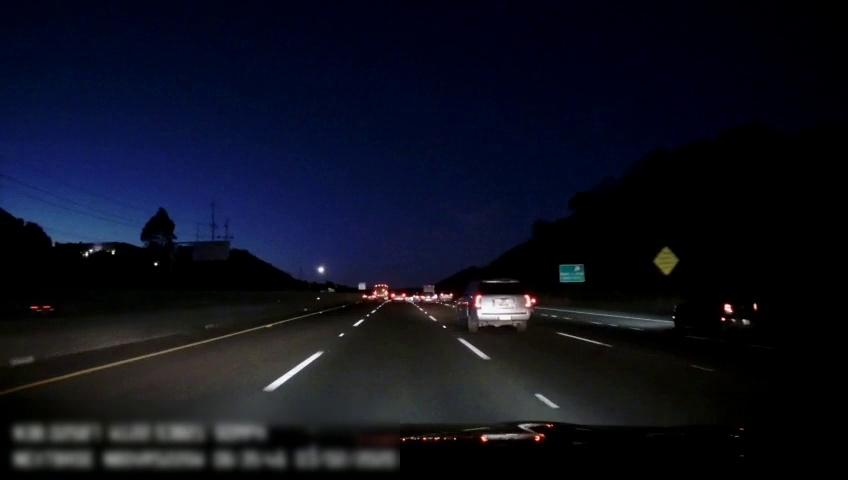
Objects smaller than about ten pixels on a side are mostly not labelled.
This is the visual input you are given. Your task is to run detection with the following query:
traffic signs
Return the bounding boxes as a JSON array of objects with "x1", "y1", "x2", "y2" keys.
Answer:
[
  {"x1": 558, "y1": 263, "x2": 586, "y2": 283},
  {"x1": 653, "y1": 246, "x2": 679, "y2": 276}
]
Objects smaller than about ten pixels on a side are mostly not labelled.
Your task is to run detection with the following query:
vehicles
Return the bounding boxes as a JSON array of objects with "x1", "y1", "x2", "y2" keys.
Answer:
[
  {"x1": 456, "y1": 280, "x2": 532, "y2": 332},
  {"x1": 391, "y1": 290, "x2": 407, "y2": 303},
  {"x1": 419, "y1": 292, "x2": 432, "y2": 303},
  {"x1": 360, "y1": 290, "x2": 377, "y2": 303},
  {"x1": 372, "y1": 282, "x2": 389, "y2": 300},
  {"x1": 672, "y1": 286, "x2": 765, "y2": 336},
  {"x1": 439, "y1": 290, "x2": 453, "y2": 301},
  {"x1": 23, "y1": 296, "x2": 74, "y2": 318}
]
